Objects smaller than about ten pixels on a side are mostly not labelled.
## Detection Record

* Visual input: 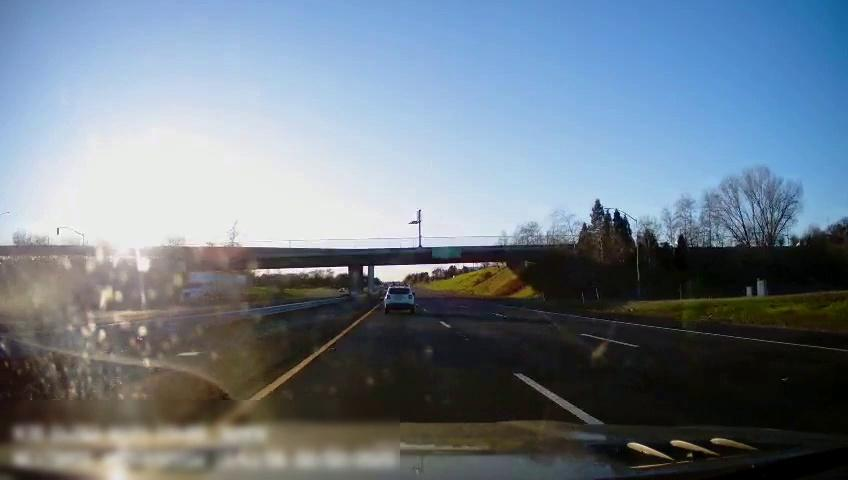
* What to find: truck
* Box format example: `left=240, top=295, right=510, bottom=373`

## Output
left=179, top=272, right=252, bottom=307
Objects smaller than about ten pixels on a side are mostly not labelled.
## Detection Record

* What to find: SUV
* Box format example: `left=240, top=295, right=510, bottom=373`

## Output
left=383, top=286, right=416, bottom=314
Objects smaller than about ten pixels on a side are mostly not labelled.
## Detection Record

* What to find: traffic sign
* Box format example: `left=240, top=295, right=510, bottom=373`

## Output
left=431, top=246, right=463, bottom=260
